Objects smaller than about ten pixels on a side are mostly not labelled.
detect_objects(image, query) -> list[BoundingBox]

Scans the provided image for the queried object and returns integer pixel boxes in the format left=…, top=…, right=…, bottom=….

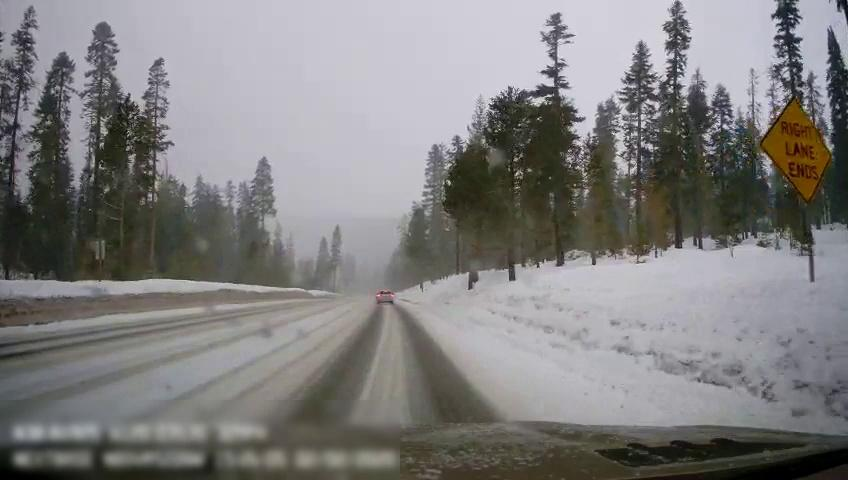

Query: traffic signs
left=758, top=96, right=835, bottom=204
left=94, top=239, right=106, bottom=261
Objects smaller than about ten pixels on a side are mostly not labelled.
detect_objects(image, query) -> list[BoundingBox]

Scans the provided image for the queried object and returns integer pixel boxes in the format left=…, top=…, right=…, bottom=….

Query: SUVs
left=375, top=289, right=395, bottom=305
